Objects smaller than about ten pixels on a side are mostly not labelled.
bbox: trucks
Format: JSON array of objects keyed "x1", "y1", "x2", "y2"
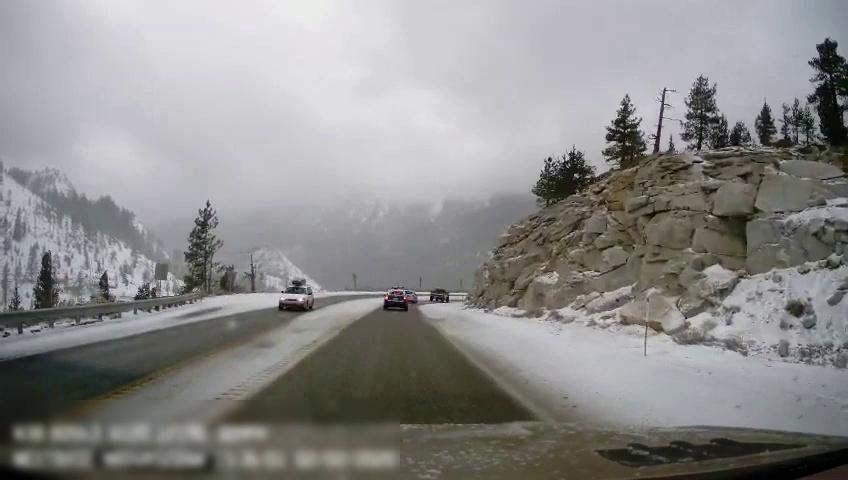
[{"x1": 429, "y1": 287, "x2": 449, "y2": 303}]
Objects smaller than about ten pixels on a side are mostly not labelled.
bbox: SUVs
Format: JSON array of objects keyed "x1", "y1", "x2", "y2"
[{"x1": 278, "y1": 279, "x2": 314, "y2": 312}]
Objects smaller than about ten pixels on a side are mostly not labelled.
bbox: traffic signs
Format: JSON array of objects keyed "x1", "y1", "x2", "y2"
[{"x1": 155, "y1": 262, "x2": 169, "y2": 280}]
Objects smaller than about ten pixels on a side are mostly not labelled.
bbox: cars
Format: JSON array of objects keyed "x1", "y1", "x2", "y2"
[
  {"x1": 383, "y1": 285, "x2": 409, "y2": 312},
  {"x1": 402, "y1": 291, "x2": 418, "y2": 304}
]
